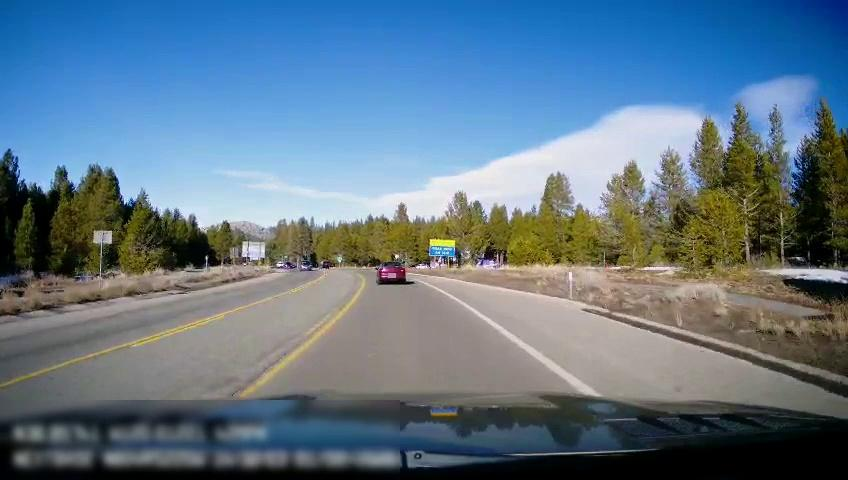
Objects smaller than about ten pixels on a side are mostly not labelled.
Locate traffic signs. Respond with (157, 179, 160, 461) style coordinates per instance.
(429, 239, 456, 257)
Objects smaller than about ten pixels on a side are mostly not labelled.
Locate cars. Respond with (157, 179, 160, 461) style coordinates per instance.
(375, 262, 406, 284)
(299, 262, 313, 272)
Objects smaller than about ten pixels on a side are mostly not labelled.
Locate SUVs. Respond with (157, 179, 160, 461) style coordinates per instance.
(320, 261, 332, 270)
